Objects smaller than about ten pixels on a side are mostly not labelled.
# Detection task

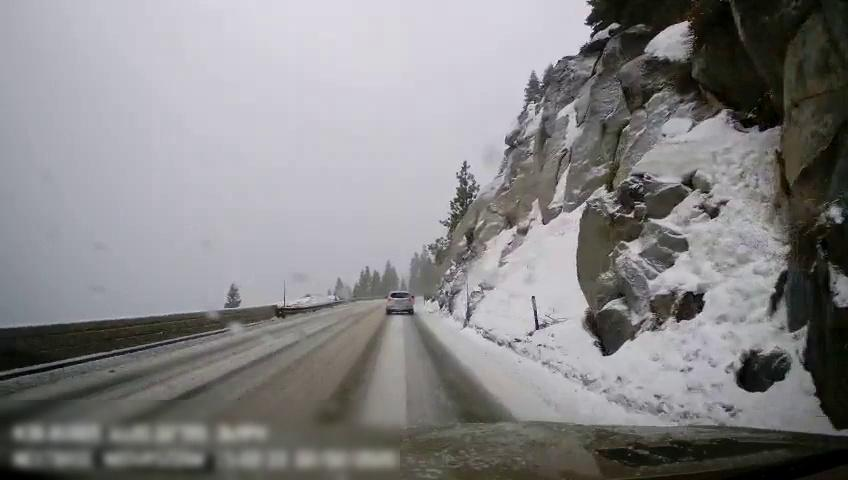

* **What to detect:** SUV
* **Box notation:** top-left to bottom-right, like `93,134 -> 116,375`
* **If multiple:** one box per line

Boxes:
384,289 -> 417,315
